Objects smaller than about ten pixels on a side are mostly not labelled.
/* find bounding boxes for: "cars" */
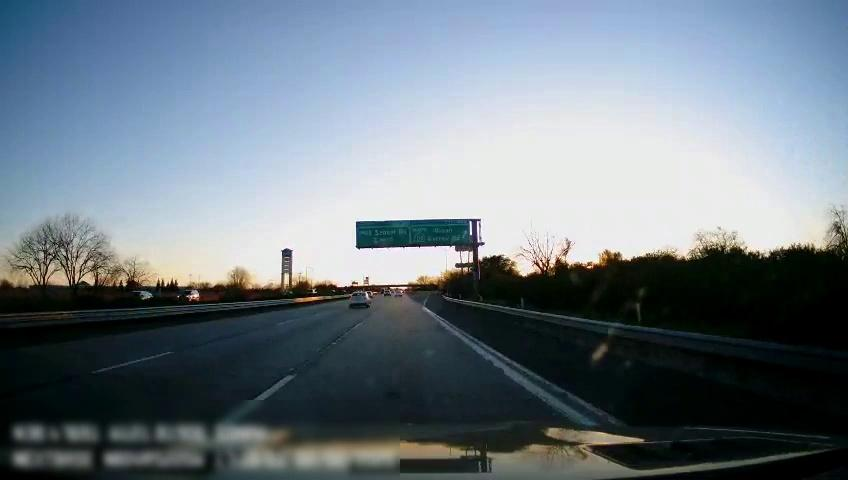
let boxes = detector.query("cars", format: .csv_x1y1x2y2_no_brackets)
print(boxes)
349,290,371,309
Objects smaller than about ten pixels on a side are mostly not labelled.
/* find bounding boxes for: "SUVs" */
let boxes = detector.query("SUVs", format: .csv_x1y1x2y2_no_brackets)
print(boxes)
175,290,200,304
128,290,154,303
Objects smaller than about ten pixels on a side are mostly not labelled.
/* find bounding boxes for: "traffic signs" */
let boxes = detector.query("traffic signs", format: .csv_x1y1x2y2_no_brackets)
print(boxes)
355,218,471,249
